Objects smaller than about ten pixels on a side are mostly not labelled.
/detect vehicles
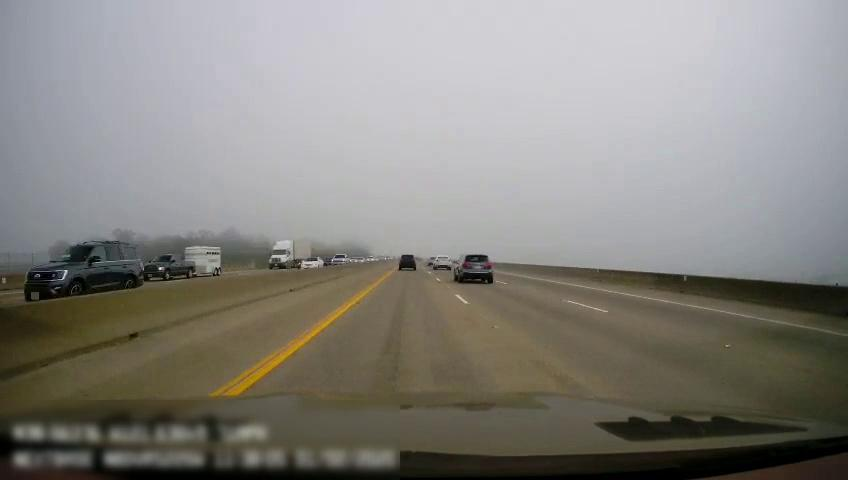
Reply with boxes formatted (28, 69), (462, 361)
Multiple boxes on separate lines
(289, 258), (307, 270)
(432, 255), (453, 271)
(184, 246), (222, 278)
(322, 256), (336, 266)
(330, 253), (351, 266)
(141, 253), (196, 282)
(398, 254), (417, 271)
(300, 256), (324, 270)
(268, 238), (312, 270)
(451, 253), (495, 284)
(427, 257), (437, 267)
(22, 239), (146, 304)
